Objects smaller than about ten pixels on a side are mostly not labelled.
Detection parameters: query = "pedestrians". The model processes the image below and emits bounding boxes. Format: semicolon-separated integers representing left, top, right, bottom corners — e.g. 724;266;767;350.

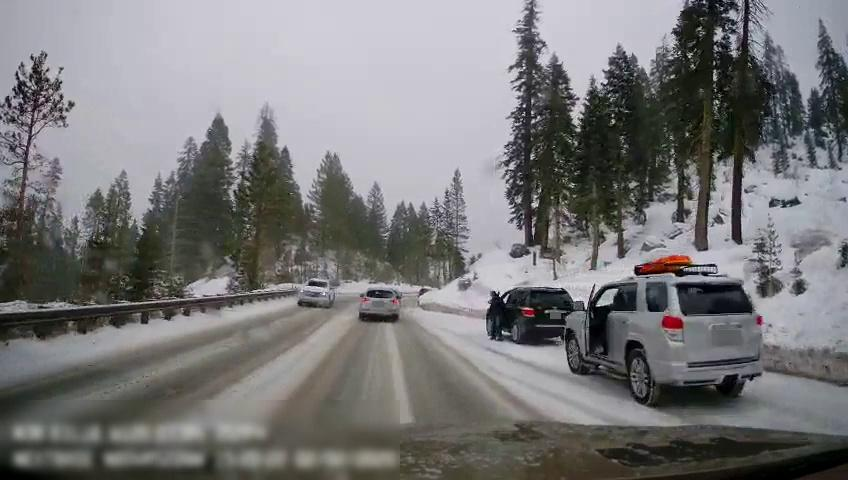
486;290;503;341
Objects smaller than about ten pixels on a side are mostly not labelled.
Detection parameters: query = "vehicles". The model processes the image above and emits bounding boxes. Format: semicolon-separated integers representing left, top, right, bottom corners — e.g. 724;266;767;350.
563;274;764;409
359;288;401;324
485;287;575;345
296;279;336;309
417;288;431;298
